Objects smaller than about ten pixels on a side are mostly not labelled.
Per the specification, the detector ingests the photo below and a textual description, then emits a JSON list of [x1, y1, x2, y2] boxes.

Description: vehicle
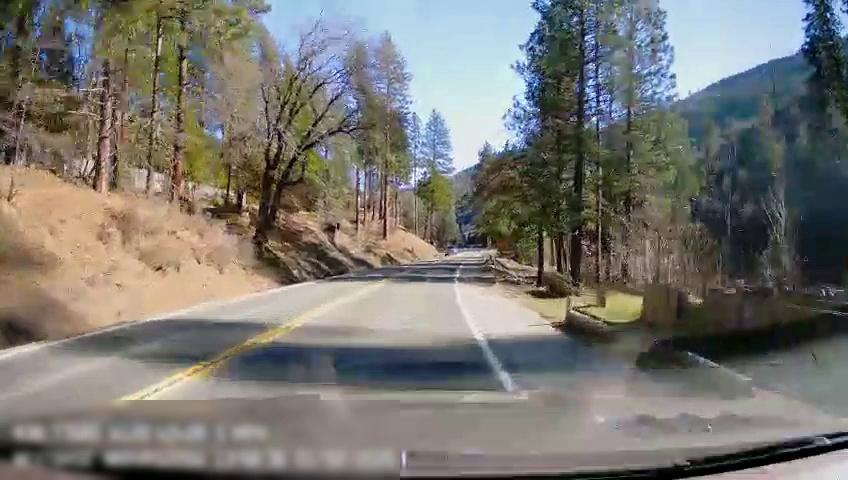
[[447, 245, 458, 255]]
